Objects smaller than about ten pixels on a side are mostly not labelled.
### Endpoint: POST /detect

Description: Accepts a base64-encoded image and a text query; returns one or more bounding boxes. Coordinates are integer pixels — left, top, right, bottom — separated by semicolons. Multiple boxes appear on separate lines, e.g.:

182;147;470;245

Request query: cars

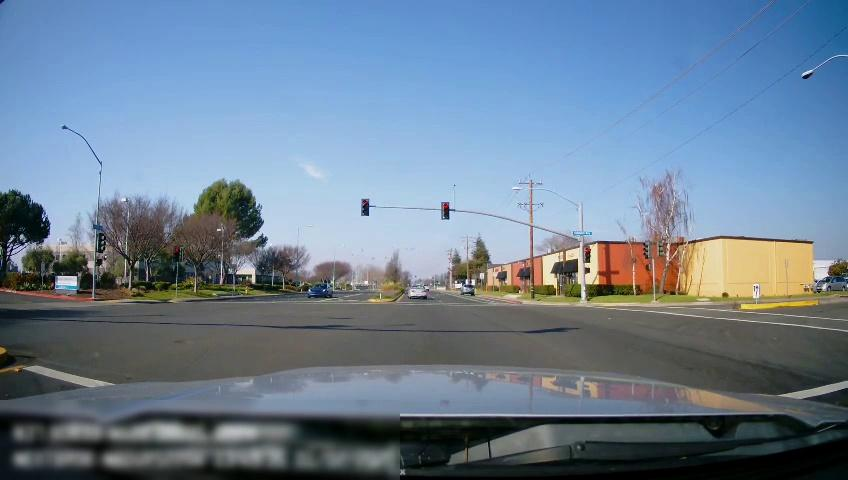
407;283;428;300
307;282;334;298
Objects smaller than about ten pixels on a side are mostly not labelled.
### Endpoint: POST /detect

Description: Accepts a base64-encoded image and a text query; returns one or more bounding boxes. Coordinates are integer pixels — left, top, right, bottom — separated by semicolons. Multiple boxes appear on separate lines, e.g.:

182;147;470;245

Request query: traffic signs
572;230;593;237
92;223;104;231
752;283;761;299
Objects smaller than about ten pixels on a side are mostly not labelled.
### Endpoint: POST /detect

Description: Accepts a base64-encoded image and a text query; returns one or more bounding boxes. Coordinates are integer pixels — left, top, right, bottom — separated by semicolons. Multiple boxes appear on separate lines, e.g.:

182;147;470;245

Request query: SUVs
460;284;475;296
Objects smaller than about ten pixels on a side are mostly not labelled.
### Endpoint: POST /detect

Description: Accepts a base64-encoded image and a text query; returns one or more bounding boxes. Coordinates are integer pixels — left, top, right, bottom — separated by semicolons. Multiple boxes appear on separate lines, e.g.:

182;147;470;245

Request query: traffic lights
642;239;652;260
582;246;592;264
656;239;666;257
172;244;181;263
440;201;450;221
96;232;107;254
178;247;185;262
360;197;370;217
